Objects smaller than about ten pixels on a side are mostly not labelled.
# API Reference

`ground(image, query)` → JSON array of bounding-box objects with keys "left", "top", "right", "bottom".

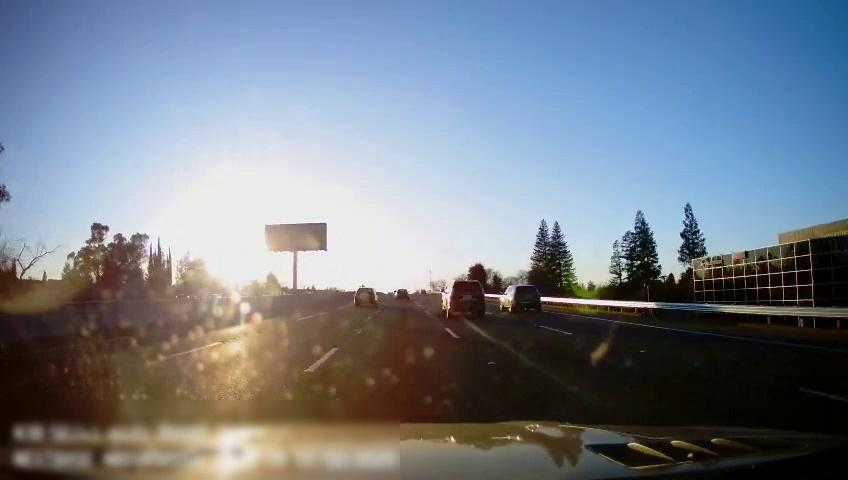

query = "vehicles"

[
  {"left": 498, "top": 283, "right": 542, "bottom": 314},
  {"left": 395, "top": 288, "right": 410, "bottom": 300},
  {"left": 440, "top": 280, "right": 486, "bottom": 320},
  {"left": 354, "top": 287, "right": 379, "bottom": 306}
]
